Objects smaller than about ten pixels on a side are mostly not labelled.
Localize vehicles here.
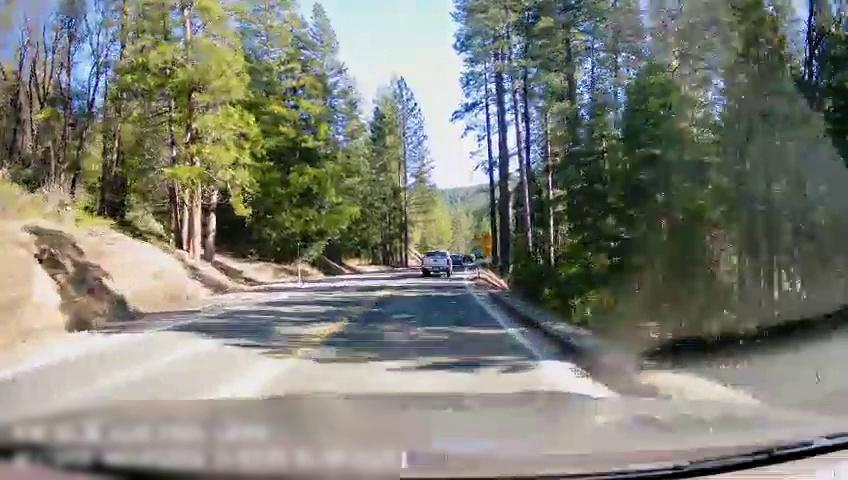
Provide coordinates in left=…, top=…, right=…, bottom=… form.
left=451, top=255, right=466, bottom=266
left=422, top=249, right=453, bottom=278
left=461, top=255, right=474, bottom=263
